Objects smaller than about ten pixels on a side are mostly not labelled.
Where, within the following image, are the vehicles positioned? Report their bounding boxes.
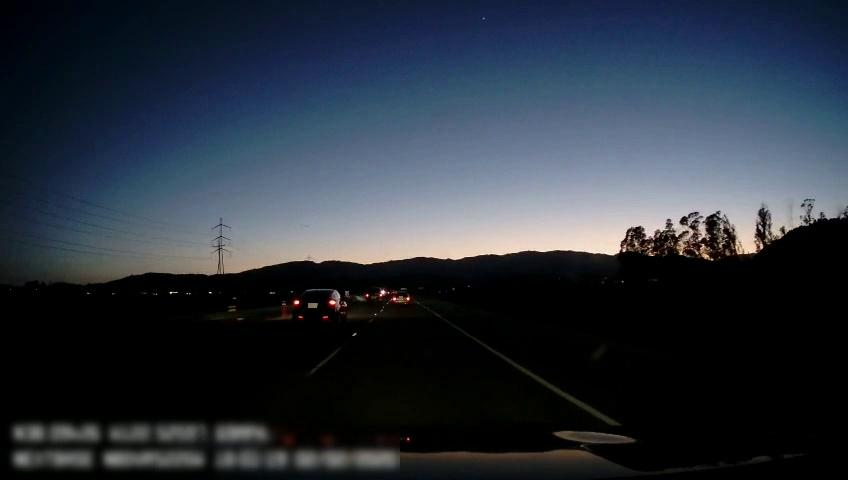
[392,291,411,306]
[364,286,384,303]
[293,288,349,328]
